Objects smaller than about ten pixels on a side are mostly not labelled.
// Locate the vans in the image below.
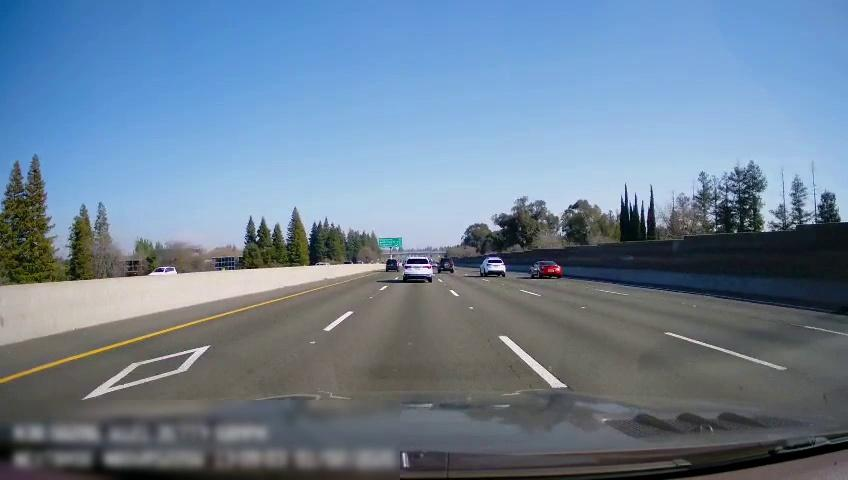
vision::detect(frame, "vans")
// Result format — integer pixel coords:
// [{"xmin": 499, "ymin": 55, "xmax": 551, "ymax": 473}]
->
[{"xmin": 148, "ymin": 267, "xmax": 177, "ymax": 276}]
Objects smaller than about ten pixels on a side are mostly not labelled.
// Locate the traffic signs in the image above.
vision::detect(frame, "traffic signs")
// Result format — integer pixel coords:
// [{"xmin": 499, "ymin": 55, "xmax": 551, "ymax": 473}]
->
[{"xmin": 377, "ymin": 237, "xmax": 402, "ymax": 249}]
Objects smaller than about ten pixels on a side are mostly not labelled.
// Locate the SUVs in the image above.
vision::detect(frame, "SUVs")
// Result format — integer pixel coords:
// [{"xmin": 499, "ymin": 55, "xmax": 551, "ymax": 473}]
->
[
  {"xmin": 402, "ymin": 256, "xmax": 433, "ymax": 283},
  {"xmin": 384, "ymin": 259, "xmax": 399, "ymax": 273},
  {"xmin": 479, "ymin": 258, "xmax": 506, "ymax": 278},
  {"xmin": 436, "ymin": 256, "xmax": 455, "ymax": 274}
]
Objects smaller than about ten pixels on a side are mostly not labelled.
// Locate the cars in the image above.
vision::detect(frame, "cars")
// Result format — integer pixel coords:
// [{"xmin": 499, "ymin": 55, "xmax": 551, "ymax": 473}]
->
[{"xmin": 529, "ymin": 260, "xmax": 564, "ymax": 280}]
